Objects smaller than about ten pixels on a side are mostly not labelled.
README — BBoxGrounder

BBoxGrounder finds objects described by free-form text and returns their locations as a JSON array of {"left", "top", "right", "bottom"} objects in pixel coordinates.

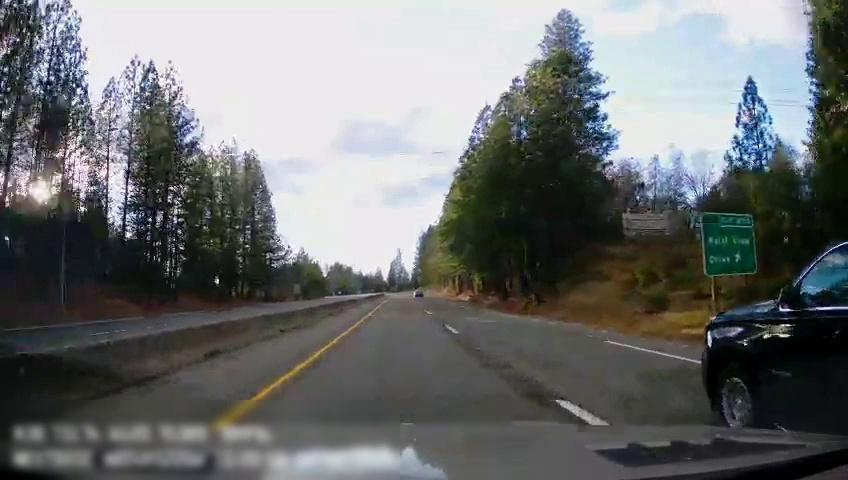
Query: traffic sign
[{"left": 700, "top": 211, "right": 759, "bottom": 276}]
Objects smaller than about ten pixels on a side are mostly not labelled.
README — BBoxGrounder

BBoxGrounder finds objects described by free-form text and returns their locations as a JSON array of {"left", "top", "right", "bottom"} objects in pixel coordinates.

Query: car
[{"left": 413, "top": 289, "right": 424, "bottom": 299}]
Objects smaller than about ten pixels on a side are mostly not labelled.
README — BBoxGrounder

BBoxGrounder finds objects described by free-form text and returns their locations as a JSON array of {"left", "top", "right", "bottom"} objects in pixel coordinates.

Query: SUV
[{"left": 701, "top": 240, "right": 848, "bottom": 436}]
